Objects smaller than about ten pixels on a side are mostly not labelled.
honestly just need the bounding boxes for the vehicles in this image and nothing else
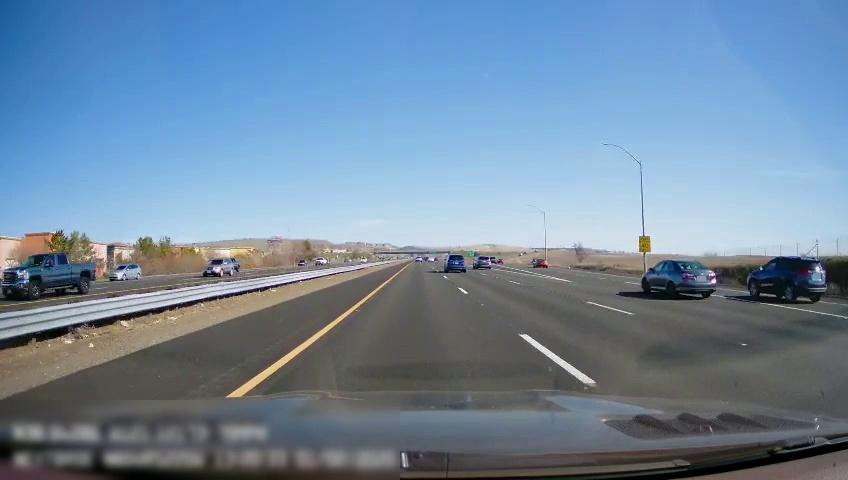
[203,258,235,278]
[533,258,548,269]
[745,255,827,304]
[107,264,142,282]
[0,252,98,301]
[228,258,240,272]
[444,254,466,273]
[472,255,492,270]
[642,260,718,300]
[314,256,328,267]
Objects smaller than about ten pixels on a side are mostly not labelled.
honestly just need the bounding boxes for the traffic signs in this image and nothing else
[639,235,652,253]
